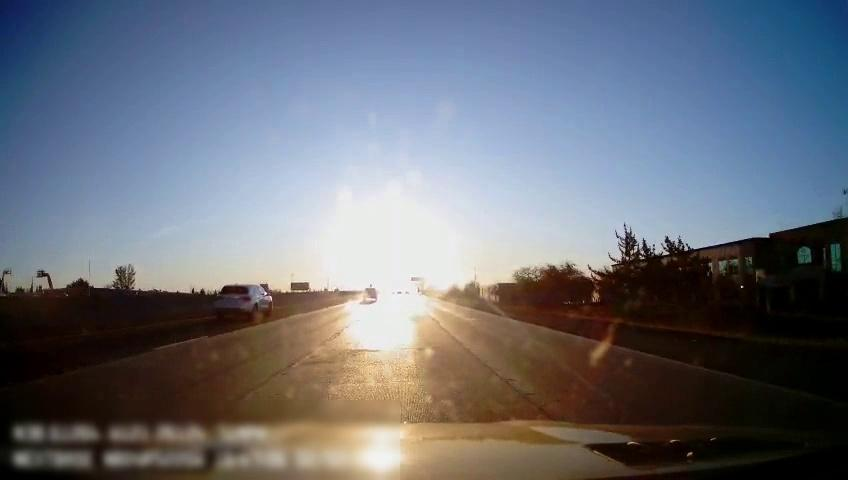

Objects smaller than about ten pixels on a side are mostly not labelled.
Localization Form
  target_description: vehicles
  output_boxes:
[213,285,273,322]
[363,287,378,301]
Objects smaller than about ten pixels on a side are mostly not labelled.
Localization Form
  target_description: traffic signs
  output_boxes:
[411,277,423,282]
